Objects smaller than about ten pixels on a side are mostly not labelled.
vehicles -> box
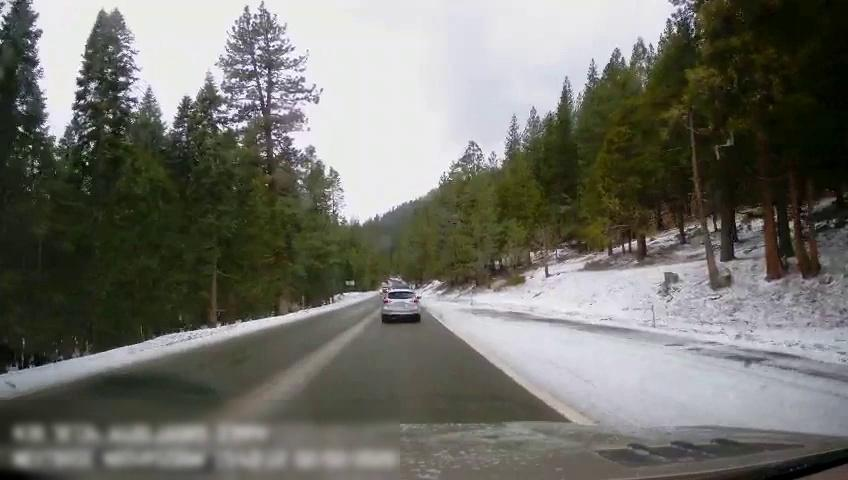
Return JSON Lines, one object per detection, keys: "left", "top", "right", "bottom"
{"left": 391, "top": 285, "right": 411, "bottom": 290}
{"left": 379, "top": 285, "right": 391, "bottom": 294}
{"left": 381, "top": 289, "right": 422, "bottom": 322}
